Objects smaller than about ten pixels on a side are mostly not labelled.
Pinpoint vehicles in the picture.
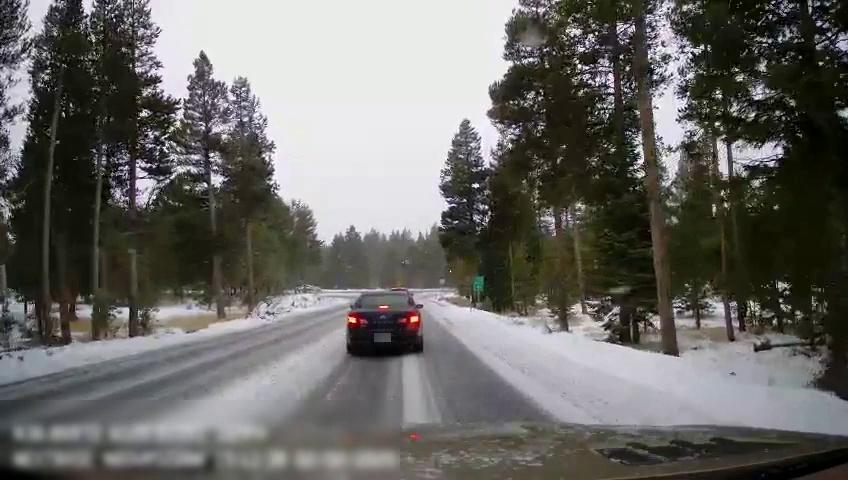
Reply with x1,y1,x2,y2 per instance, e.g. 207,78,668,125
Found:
390,288,409,293
297,285,313,291
346,292,424,353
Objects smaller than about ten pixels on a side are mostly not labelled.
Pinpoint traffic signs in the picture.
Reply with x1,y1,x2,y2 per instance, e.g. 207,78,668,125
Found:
474,276,484,291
